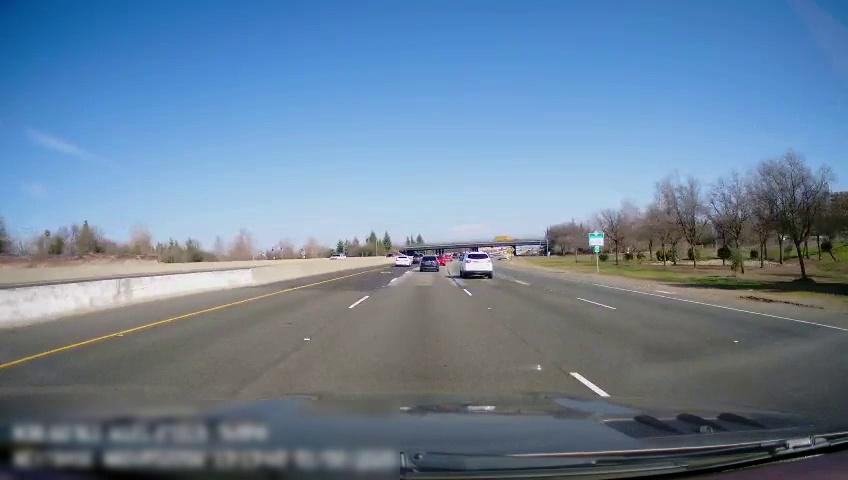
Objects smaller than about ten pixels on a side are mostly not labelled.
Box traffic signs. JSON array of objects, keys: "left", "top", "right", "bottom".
[{"left": 588, "top": 232, "right": 605, "bottom": 246}]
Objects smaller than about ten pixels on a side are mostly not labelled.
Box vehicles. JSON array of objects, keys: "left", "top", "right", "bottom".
[
  {"left": 412, "top": 254, "right": 424, "bottom": 265},
  {"left": 459, "top": 251, "right": 493, "bottom": 279},
  {"left": 419, "top": 256, "right": 440, "bottom": 273},
  {"left": 434, "top": 256, "right": 446, "bottom": 267},
  {"left": 394, "top": 255, "right": 412, "bottom": 268},
  {"left": 329, "top": 253, "right": 347, "bottom": 260}
]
